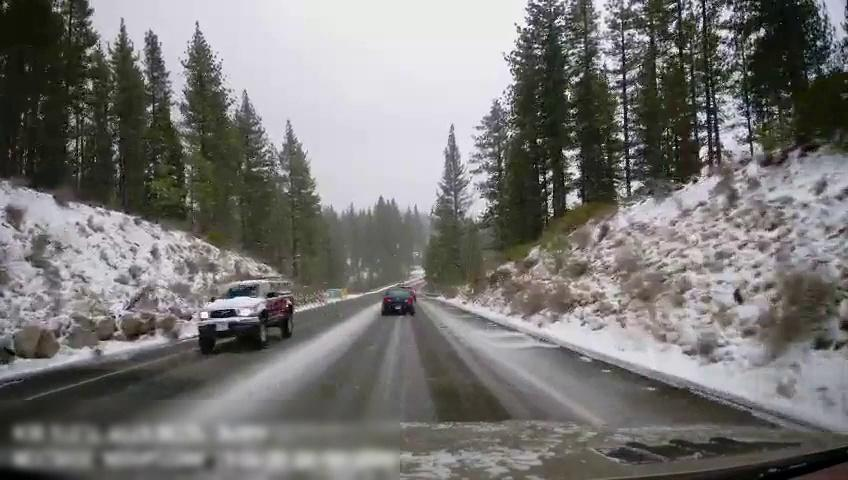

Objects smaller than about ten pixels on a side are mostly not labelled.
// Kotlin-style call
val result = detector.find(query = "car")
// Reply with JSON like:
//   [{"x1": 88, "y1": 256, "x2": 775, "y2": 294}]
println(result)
[{"x1": 382, "y1": 288, "x2": 415, "y2": 316}]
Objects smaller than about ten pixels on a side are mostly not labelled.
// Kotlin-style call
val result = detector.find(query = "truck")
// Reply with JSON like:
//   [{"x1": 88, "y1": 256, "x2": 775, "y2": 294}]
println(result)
[{"x1": 195, "y1": 278, "x2": 297, "y2": 353}]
